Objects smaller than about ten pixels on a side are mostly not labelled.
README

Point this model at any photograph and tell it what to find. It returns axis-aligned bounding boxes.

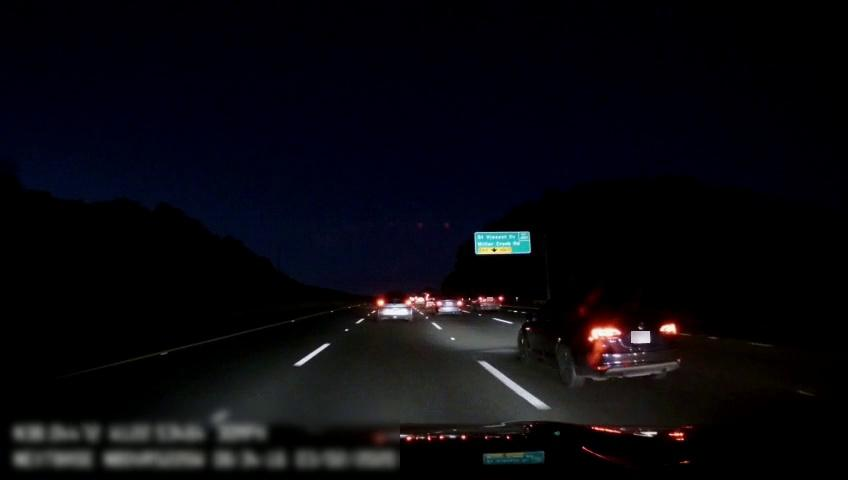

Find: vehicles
[472,291,503,313]
[376,293,413,322]
[517,286,681,391]
[432,291,464,317]
[421,291,439,310]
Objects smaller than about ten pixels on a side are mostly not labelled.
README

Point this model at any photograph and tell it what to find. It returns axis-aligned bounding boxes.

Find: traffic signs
[474,231,531,255]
